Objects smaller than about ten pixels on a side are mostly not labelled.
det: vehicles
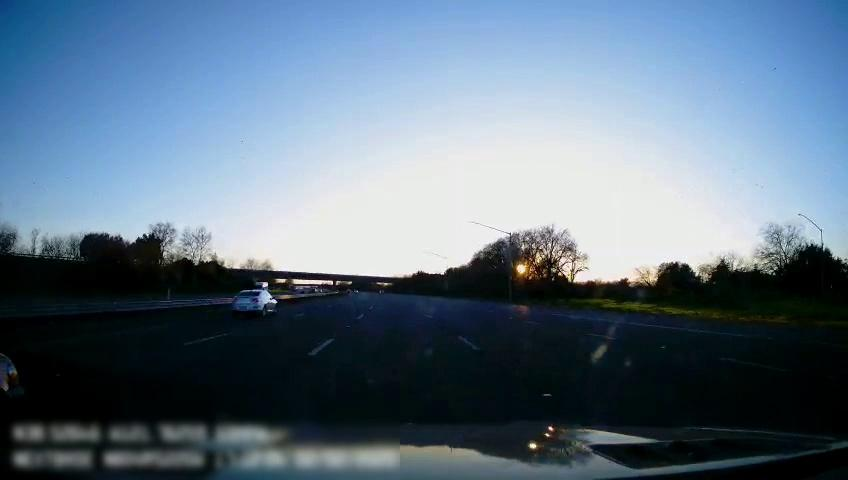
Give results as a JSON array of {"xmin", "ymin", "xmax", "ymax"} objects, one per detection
[
  {"xmin": 0, "ymin": 352, "xmax": 25, "ymax": 445},
  {"xmin": 252, "ymin": 282, "xmax": 269, "ymax": 293},
  {"xmin": 232, "ymin": 290, "xmax": 279, "ymax": 318}
]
